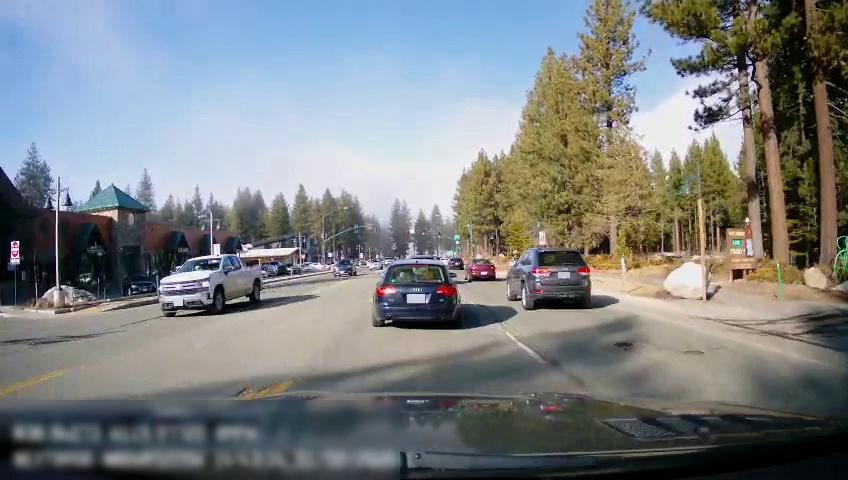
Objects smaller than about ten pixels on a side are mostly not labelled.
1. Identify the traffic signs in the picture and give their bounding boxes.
[9,240,21,265]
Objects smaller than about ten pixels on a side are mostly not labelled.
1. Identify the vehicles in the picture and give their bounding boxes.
[124,275,156,297]
[158,254,265,317]
[508,248,592,312]
[464,259,497,282]
[334,259,357,277]
[373,262,459,330]
[368,259,384,271]
[271,264,289,277]
[448,257,465,271]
